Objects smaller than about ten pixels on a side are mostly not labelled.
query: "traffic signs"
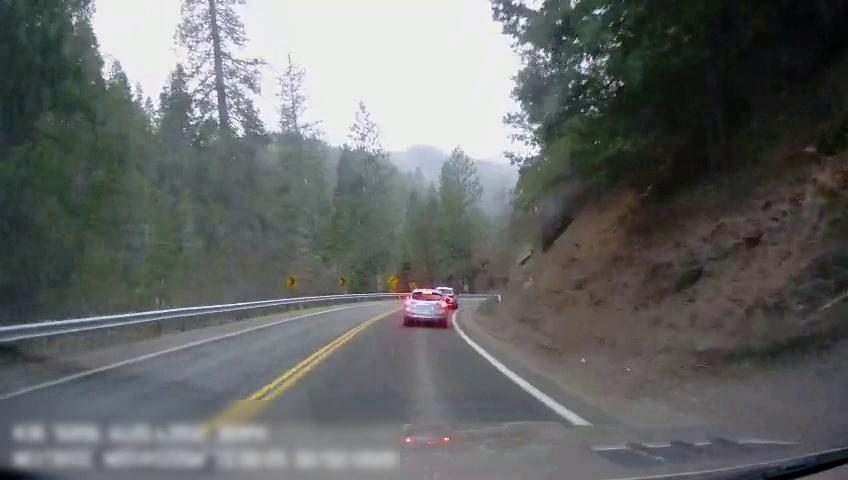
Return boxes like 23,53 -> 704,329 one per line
388,276 -> 399,286
286,275 -> 298,288
338,277 -> 347,288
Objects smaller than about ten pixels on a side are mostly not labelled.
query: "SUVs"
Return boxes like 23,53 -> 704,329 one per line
435,287 -> 458,309
404,289 -> 448,327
